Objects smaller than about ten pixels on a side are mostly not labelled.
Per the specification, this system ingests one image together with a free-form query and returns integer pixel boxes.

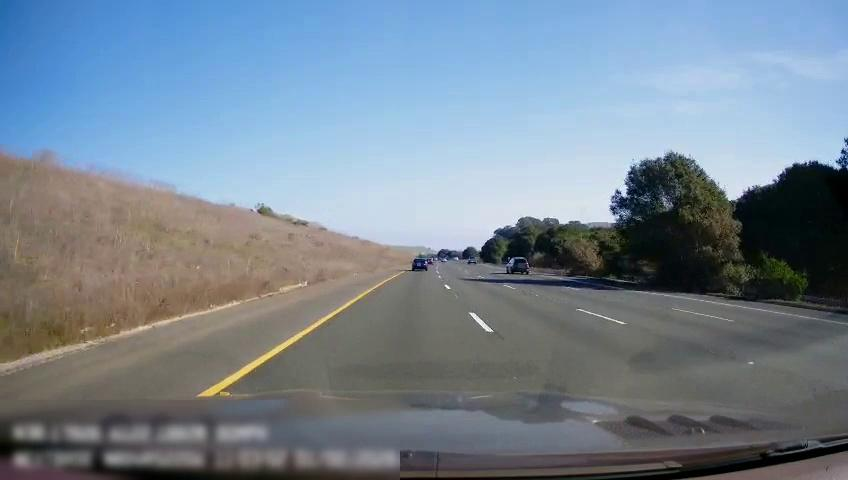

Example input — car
[412,257,428,271]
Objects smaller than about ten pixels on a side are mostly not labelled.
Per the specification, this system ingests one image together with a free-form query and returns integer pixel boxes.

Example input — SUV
[506,257,529,275]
